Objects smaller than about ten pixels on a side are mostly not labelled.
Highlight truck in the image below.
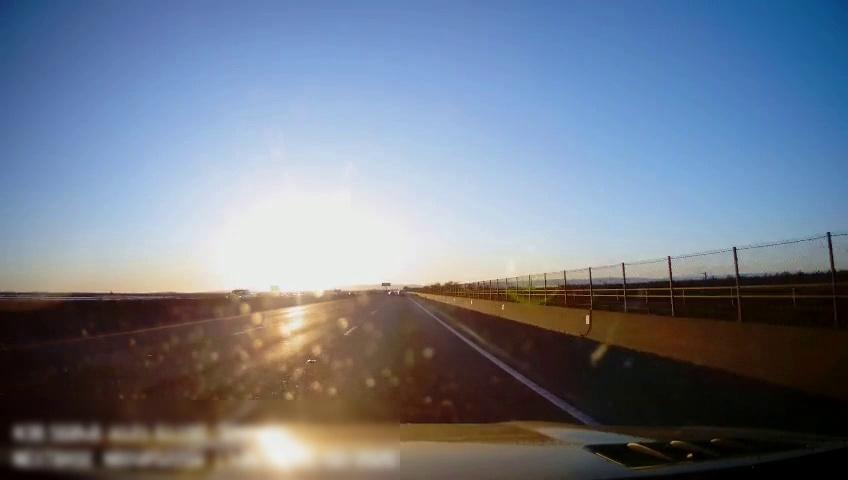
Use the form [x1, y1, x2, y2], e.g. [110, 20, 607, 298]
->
[225, 289, 256, 300]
